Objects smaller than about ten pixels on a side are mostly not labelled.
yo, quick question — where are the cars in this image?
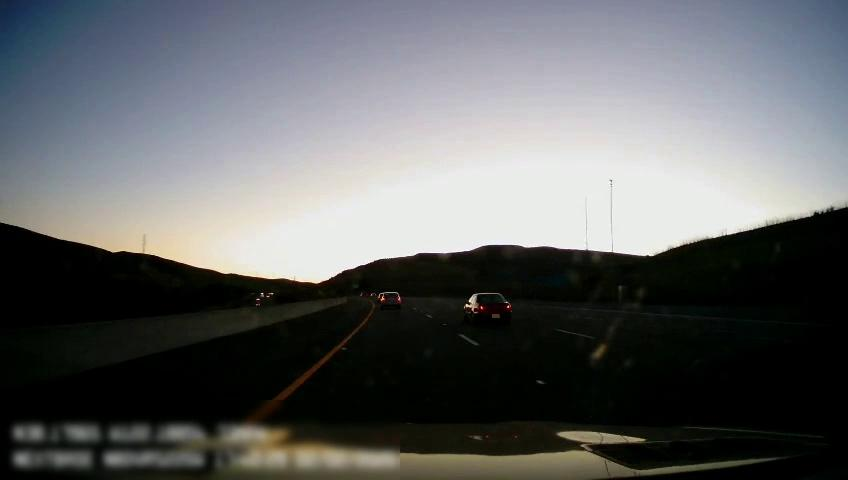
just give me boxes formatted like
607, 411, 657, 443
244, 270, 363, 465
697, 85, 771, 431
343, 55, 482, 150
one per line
380, 291, 401, 309
463, 292, 512, 325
